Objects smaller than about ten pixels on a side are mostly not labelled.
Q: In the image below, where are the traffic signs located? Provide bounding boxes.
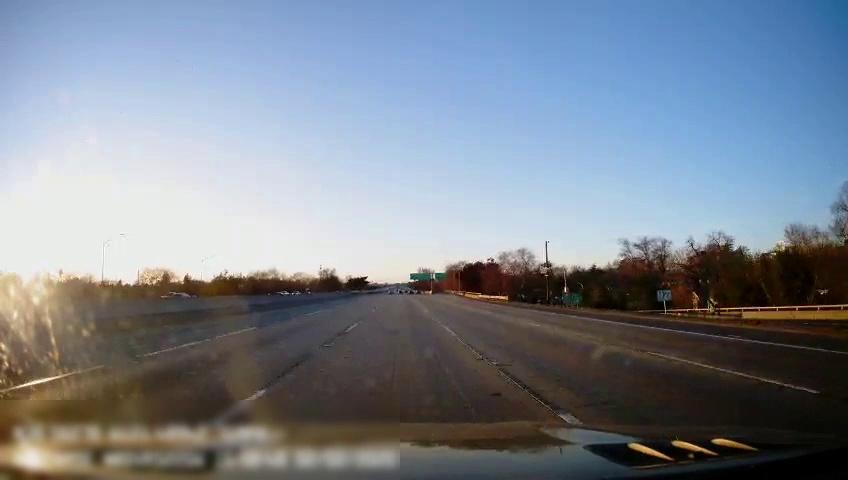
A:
[434,271,446,281]
[656,290,672,302]
[409,272,429,281]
